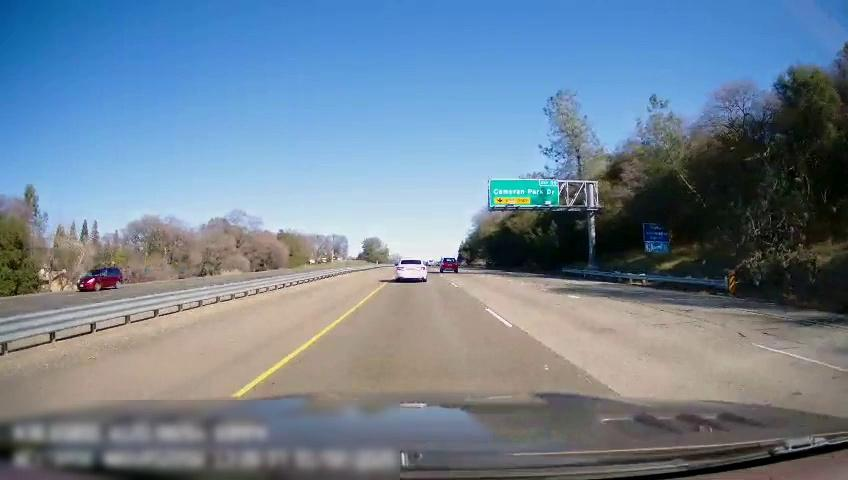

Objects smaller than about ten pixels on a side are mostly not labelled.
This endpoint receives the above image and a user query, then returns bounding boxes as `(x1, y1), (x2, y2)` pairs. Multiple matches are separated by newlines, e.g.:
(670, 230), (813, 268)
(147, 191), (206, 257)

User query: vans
(76, 267), (125, 293)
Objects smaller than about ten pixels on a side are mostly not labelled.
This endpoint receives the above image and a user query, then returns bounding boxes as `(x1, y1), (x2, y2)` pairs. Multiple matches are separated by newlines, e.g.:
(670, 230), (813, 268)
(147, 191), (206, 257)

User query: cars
(393, 258), (427, 283)
(437, 257), (460, 274)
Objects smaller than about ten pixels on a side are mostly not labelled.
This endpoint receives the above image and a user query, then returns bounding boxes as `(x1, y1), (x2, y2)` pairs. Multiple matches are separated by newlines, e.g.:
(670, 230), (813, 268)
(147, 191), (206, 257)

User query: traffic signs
(727, 271), (738, 294)
(488, 177), (559, 209)
(643, 223), (674, 254)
